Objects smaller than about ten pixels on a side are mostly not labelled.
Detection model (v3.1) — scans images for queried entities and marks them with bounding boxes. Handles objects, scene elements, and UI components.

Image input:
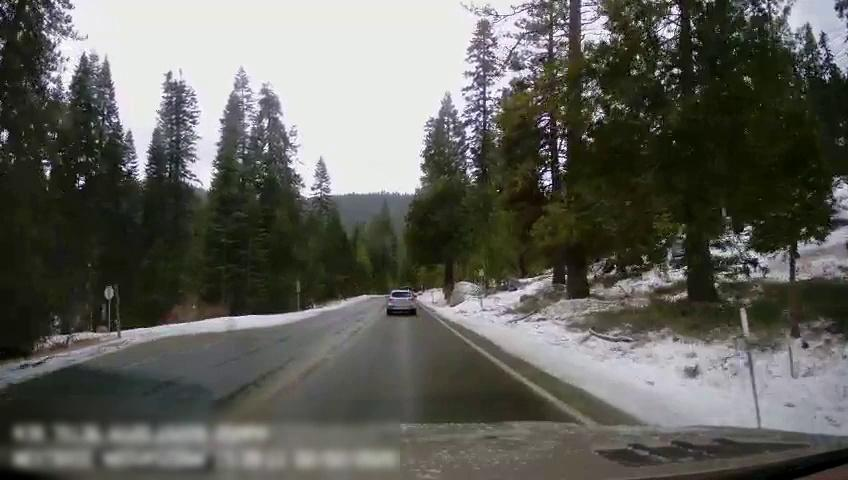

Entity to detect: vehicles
[397,287,412,291]
[386,290,417,316]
